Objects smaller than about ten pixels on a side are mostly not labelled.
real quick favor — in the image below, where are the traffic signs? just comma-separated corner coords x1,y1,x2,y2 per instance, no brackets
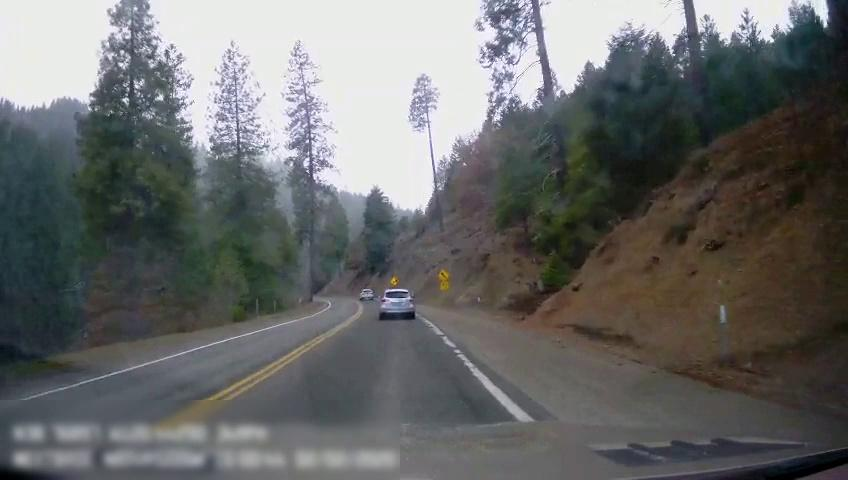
390,276,400,287
437,269,449,282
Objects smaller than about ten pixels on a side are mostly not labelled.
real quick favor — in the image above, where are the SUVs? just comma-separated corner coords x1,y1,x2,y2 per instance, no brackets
360,289,374,300
379,289,416,320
